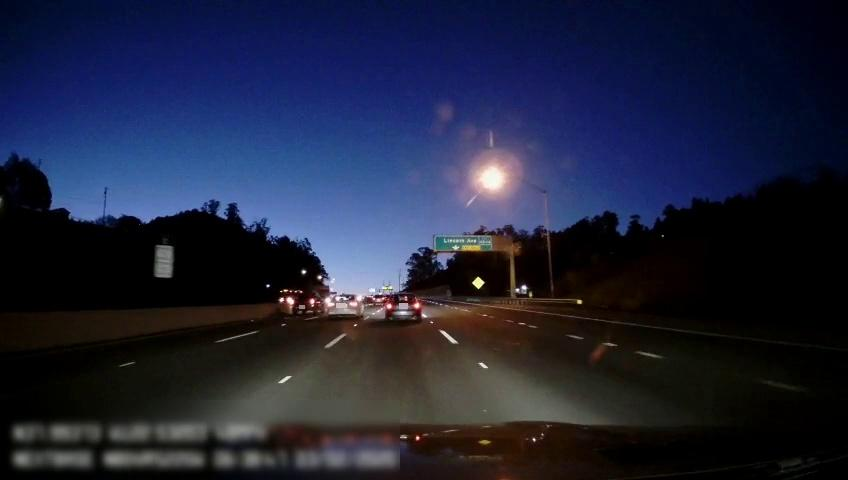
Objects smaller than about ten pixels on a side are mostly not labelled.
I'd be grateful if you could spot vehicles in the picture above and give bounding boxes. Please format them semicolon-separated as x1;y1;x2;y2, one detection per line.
384;294;421;323
279;290;303;304
327;293;365;321
290;291;325;315
373;294;387;306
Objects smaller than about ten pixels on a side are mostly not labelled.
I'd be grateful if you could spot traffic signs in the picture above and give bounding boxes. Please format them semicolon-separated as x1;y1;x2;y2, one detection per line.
471;276;485;290
434;234;492;252
154;244;173;279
